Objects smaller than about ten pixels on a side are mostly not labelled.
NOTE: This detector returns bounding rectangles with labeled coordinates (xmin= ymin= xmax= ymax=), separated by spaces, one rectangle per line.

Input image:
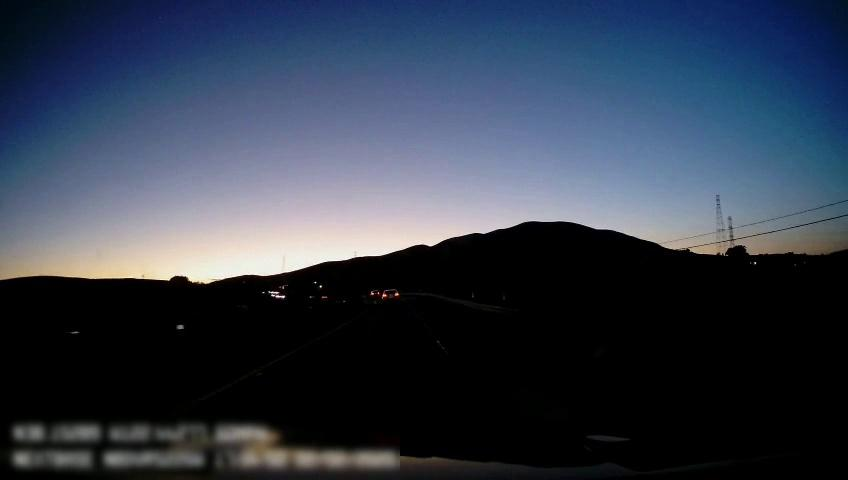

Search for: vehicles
xmin=381 ymin=288 xmax=400 ymax=302
xmin=369 ymin=289 xmax=381 ymax=297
